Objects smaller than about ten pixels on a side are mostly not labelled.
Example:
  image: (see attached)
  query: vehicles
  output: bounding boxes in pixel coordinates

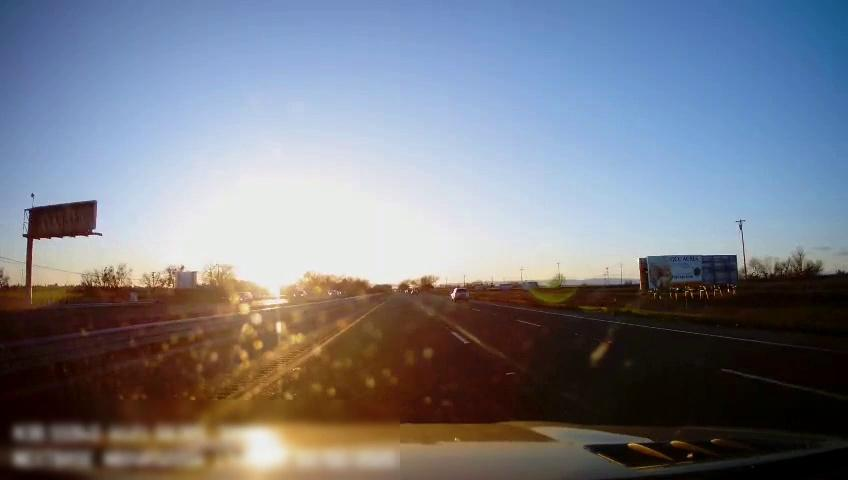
[228,292,254,306]
[451,287,469,302]
[292,289,308,299]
